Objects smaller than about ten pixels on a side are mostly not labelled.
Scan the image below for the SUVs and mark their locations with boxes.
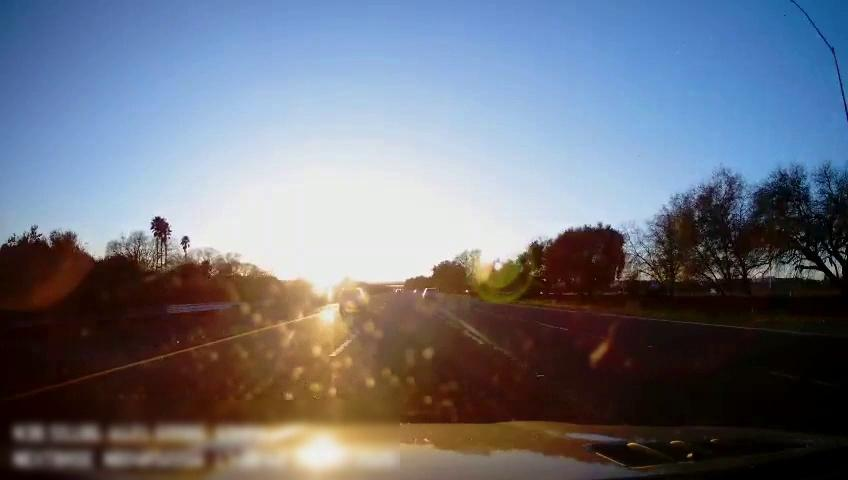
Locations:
[422,288,439,300]
[337,287,369,314]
